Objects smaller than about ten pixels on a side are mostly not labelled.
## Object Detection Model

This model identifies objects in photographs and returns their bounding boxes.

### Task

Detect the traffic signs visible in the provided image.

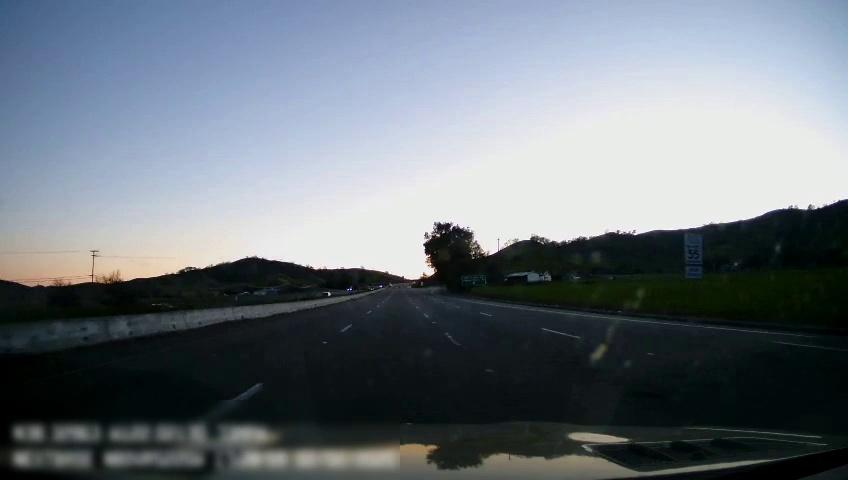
[685,265,701,278]
[461,275,486,287]
[684,232,701,265]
